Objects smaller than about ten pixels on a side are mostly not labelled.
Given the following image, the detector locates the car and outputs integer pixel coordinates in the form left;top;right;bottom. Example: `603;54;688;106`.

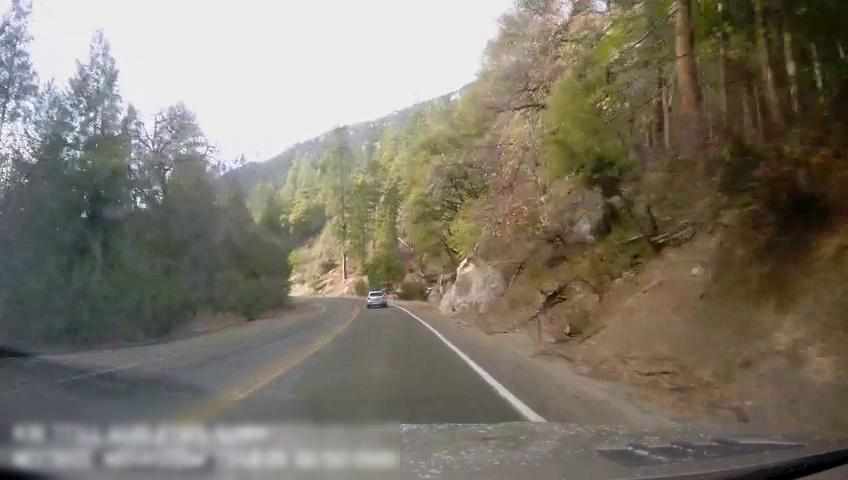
366;290;387;309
